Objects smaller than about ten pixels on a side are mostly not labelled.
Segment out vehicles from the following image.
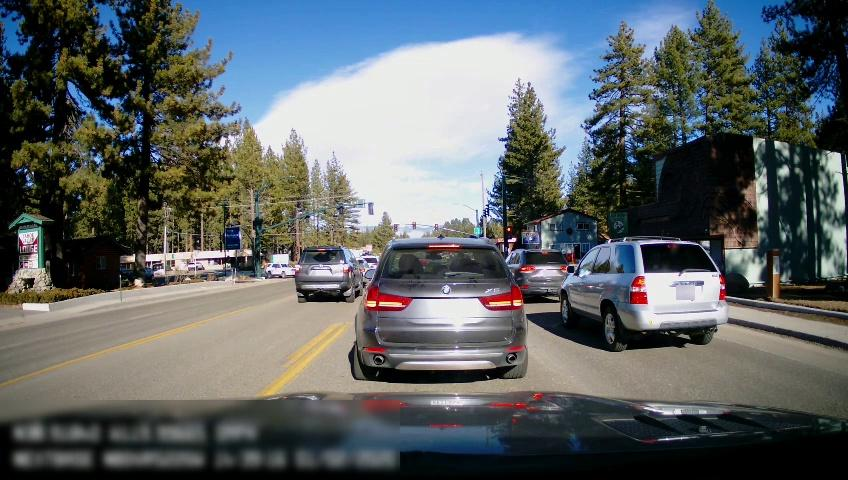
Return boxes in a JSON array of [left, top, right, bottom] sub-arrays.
[[560, 237, 727, 352], [360, 252, 379, 267], [129, 266, 156, 279], [506, 248, 572, 305], [353, 239, 527, 380], [360, 260, 370, 286], [263, 263, 296, 280], [185, 260, 202, 270], [295, 248, 363, 302]]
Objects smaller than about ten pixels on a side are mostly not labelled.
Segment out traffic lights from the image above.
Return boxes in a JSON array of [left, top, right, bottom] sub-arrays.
[[506, 227, 512, 239], [367, 203, 373, 216], [485, 204, 491, 218], [338, 208, 343, 219]]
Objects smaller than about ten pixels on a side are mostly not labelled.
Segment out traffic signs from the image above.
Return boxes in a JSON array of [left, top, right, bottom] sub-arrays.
[[473, 225, 483, 237]]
